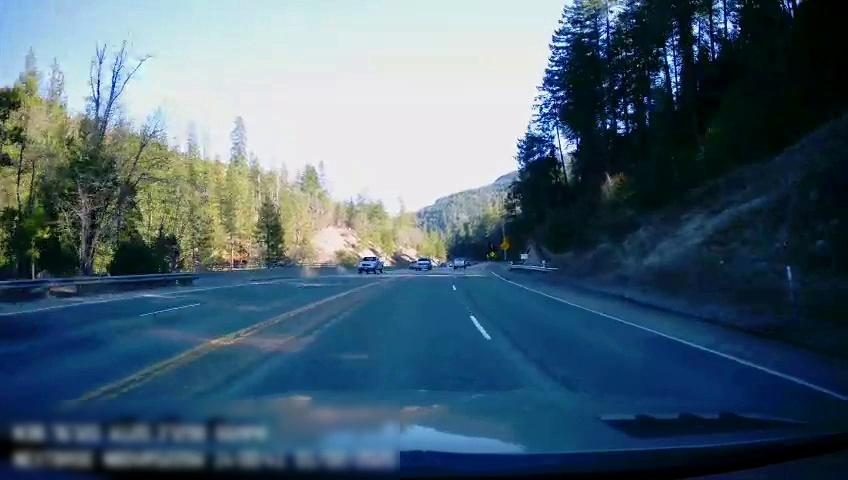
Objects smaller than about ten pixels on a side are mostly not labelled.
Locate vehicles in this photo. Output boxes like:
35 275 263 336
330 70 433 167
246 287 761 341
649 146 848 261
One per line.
357 256 385 274
453 257 467 270
414 257 433 271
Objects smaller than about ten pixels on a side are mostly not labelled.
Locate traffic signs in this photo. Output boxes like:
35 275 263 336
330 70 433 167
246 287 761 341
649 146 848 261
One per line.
499 241 511 250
